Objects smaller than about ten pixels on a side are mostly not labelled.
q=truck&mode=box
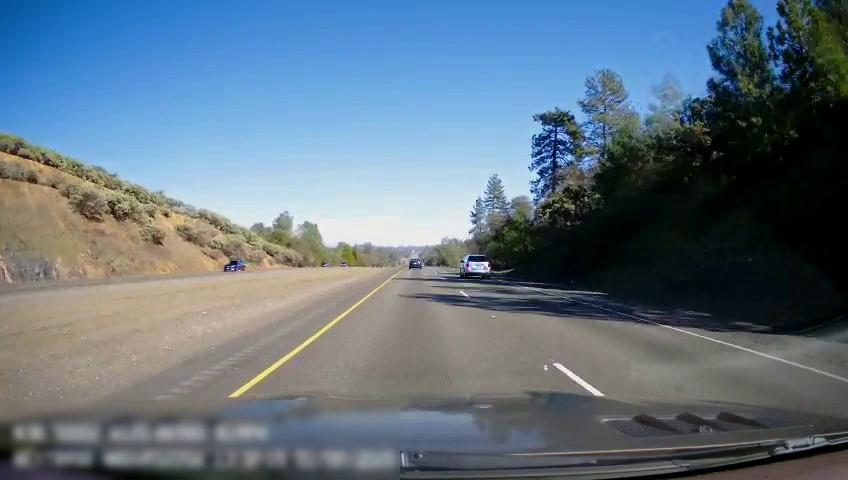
[223,260,247,272]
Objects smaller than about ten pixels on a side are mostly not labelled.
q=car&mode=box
[409,259,422,270]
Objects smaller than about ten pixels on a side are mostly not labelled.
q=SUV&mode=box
[459,254,491,280]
